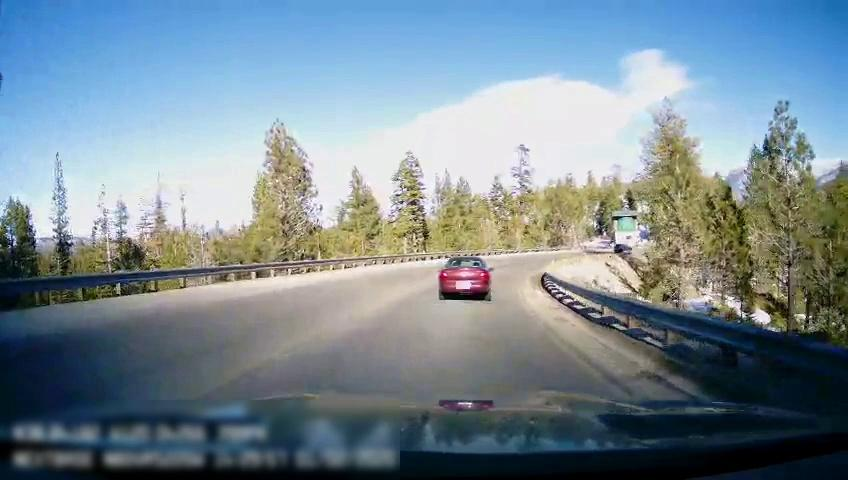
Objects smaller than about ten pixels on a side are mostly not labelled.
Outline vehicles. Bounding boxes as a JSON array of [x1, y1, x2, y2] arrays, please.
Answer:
[[438, 256, 495, 301], [614, 244, 635, 255]]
